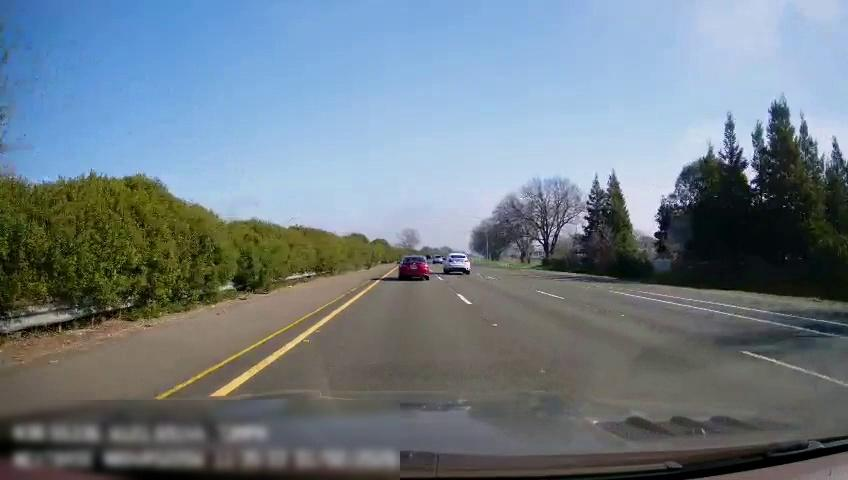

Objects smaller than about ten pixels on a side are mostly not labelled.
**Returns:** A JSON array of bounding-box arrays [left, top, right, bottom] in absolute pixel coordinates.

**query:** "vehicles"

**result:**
[[432, 255, 443, 264], [398, 255, 431, 281], [442, 252, 472, 275]]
